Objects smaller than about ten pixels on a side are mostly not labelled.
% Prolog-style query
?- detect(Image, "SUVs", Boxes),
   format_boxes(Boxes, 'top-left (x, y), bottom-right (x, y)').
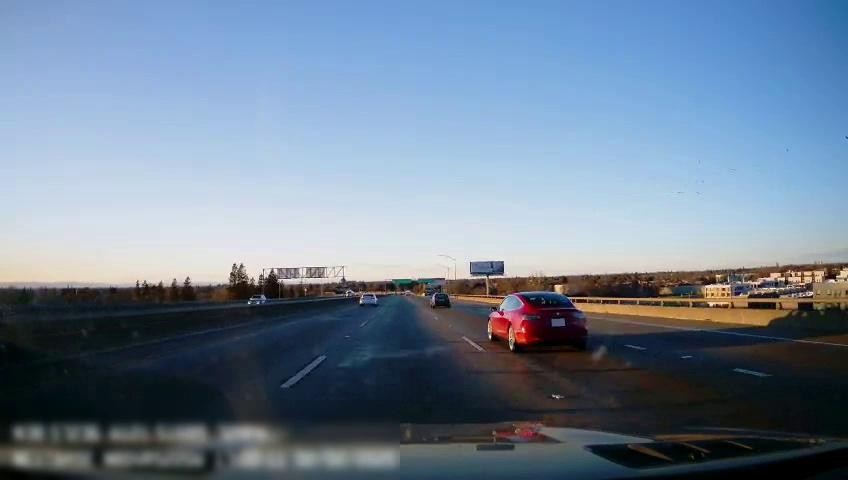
top-left (247, 295), bottom-right (267, 305)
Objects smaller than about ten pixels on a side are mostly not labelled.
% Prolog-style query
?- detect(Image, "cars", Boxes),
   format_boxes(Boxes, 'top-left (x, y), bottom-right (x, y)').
top-left (487, 291), bottom-right (588, 353)
top-left (430, 293), bottom-right (450, 308)
top-left (359, 292), bottom-right (379, 307)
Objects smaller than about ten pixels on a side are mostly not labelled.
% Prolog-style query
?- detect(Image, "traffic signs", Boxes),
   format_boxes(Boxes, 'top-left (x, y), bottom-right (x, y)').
top-left (392, 278), bottom-right (412, 284)
top-left (417, 278), bottom-right (436, 284)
